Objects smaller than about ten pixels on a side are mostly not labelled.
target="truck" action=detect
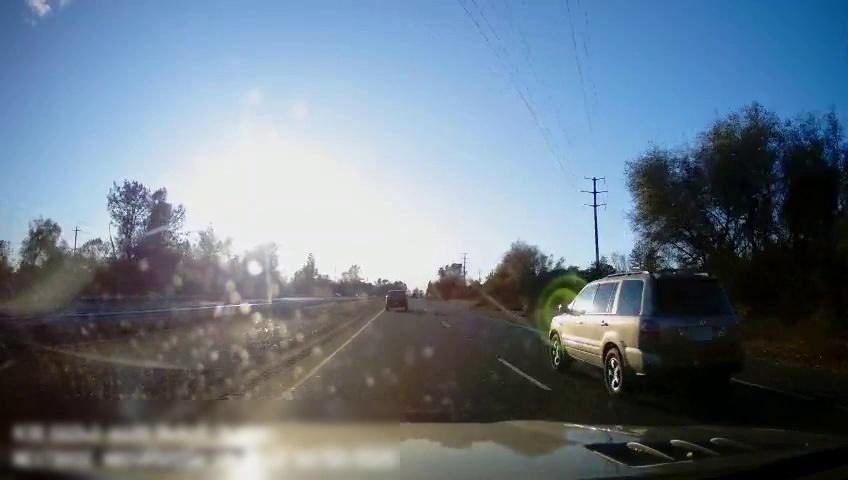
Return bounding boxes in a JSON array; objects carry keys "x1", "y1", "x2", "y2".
[{"x1": 385, "y1": 290, "x2": 408, "y2": 311}]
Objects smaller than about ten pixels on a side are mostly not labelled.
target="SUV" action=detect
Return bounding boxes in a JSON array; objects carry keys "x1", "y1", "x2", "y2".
[{"x1": 548, "y1": 271, "x2": 745, "y2": 400}]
